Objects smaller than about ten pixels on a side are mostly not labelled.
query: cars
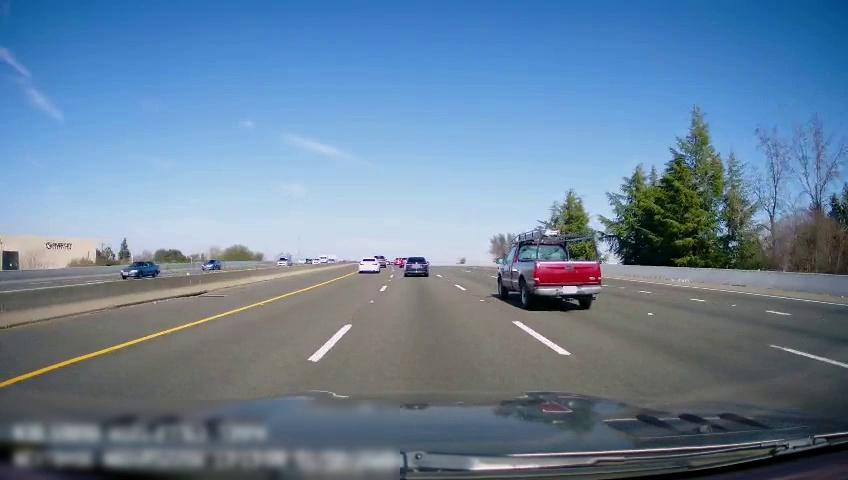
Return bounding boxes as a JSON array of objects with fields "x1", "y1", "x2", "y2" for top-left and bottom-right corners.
[
  {"x1": 119, "y1": 261, "x2": 161, "y2": 280},
  {"x1": 276, "y1": 257, "x2": 292, "y2": 266},
  {"x1": 399, "y1": 257, "x2": 411, "y2": 269},
  {"x1": 358, "y1": 257, "x2": 381, "y2": 274},
  {"x1": 200, "y1": 259, "x2": 222, "y2": 271}
]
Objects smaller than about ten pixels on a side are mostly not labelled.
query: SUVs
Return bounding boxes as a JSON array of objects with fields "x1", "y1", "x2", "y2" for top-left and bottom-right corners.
[
  {"x1": 374, "y1": 255, "x2": 388, "y2": 268},
  {"x1": 403, "y1": 256, "x2": 429, "y2": 278}
]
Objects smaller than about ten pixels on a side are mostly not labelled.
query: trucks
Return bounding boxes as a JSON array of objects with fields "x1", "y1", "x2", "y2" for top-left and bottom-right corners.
[{"x1": 494, "y1": 229, "x2": 617, "y2": 311}]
